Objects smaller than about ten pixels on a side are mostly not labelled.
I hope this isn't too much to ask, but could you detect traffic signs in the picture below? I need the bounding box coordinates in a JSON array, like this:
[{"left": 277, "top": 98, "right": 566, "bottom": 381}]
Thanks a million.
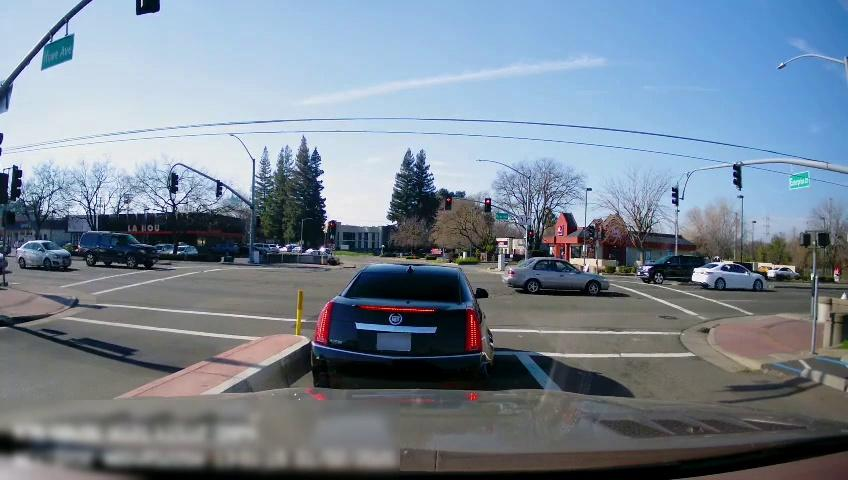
[
  {"left": 789, "top": 171, "right": 810, "bottom": 189},
  {"left": 496, "top": 213, "right": 508, "bottom": 220},
  {"left": 40, "top": 33, "right": 75, "bottom": 70}
]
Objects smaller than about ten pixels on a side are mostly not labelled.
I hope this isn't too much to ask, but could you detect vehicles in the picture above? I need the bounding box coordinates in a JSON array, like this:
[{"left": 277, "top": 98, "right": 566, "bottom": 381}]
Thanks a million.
[
  {"left": 16, "top": 240, "right": 72, "bottom": 271},
  {"left": 154, "top": 244, "right": 178, "bottom": 256},
  {"left": 171, "top": 246, "right": 198, "bottom": 256},
  {"left": 504, "top": 257, "right": 608, "bottom": 296},
  {"left": 310, "top": 263, "right": 496, "bottom": 391},
  {"left": 79, "top": 231, "right": 159, "bottom": 269},
  {"left": 637, "top": 256, "right": 708, "bottom": 285},
  {"left": 0, "top": 252, "right": 9, "bottom": 274},
  {"left": 692, "top": 262, "right": 766, "bottom": 292}
]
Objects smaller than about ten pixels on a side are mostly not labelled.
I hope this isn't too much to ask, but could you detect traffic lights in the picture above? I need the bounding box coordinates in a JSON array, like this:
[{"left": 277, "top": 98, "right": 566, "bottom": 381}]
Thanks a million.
[
  {"left": 10, "top": 164, "right": 23, "bottom": 201},
  {"left": 135, "top": 0, "right": 161, "bottom": 16},
  {"left": 588, "top": 226, "right": 595, "bottom": 239},
  {"left": 0, "top": 173, "right": 9, "bottom": 205},
  {"left": 670, "top": 187, "right": 679, "bottom": 207},
  {"left": 446, "top": 195, "right": 453, "bottom": 210},
  {"left": 484, "top": 198, "right": 492, "bottom": 213},
  {"left": 815, "top": 232, "right": 830, "bottom": 247},
  {"left": 216, "top": 180, "right": 223, "bottom": 197},
  {"left": 799, "top": 234, "right": 813, "bottom": 248},
  {"left": 527, "top": 230, "right": 534, "bottom": 243},
  {"left": 732, "top": 164, "right": 742, "bottom": 190},
  {"left": 329, "top": 221, "right": 336, "bottom": 234},
  {"left": 0, "top": 132, "right": 5, "bottom": 156},
  {"left": 600, "top": 226, "right": 606, "bottom": 239},
  {"left": 3, "top": 212, "right": 16, "bottom": 225},
  {"left": 170, "top": 171, "right": 179, "bottom": 193}
]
